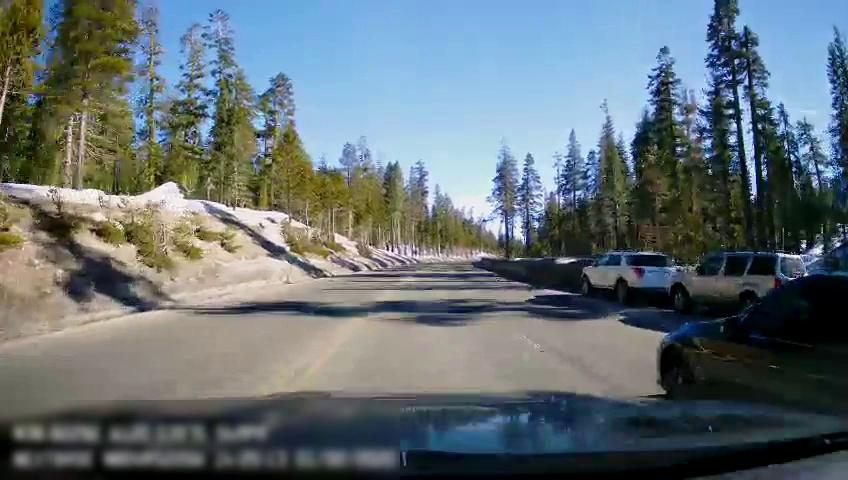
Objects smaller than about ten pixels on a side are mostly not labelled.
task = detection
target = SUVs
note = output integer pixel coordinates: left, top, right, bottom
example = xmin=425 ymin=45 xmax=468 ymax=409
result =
xmin=668 ymin=253 xmax=808 ymax=318
xmin=580 ymin=250 xmax=680 ymax=305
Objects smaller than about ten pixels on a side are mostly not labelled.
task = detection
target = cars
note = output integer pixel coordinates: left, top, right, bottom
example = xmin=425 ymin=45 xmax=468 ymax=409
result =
xmin=655 ymin=273 xmax=848 ymax=410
